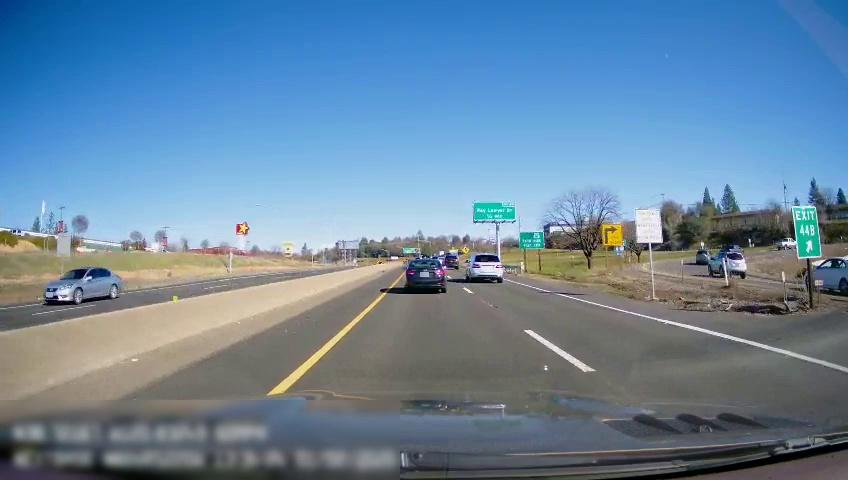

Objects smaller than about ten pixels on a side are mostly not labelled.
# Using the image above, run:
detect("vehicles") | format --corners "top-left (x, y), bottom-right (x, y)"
top-left (465, 252), bottom-right (504, 284)
top-left (778, 237), bottom-right (797, 250)
top-left (721, 244), bottom-right (745, 255)
top-left (695, 251), bottom-right (711, 265)
top-left (41, 267), bottom-right (122, 306)
top-left (444, 255), bottom-right (461, 270)
top-left (403, 256), bottom-right (448, 293)
top-left (708, 252), bottom-right (747, 279)
top-left (812, 256), bottom-right (848, 296)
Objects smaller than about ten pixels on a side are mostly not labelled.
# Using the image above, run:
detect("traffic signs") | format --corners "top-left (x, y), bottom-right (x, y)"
top-left (602, 222), bottom-right (623, 249)
top-left (792, 205), bottom-right (823, 258)
top-left (614, 245), bottom-right (623, 257)
top-left (618, 240), bottom-right (633, 248)
top-left (460, 245), bottom-right (471, 255)
top-left (471, 202), bottom-right (518, 224)
top-left (402, 248), bottom-right (416, 256)
top-left (517, 231), bottom-right (546, 251)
